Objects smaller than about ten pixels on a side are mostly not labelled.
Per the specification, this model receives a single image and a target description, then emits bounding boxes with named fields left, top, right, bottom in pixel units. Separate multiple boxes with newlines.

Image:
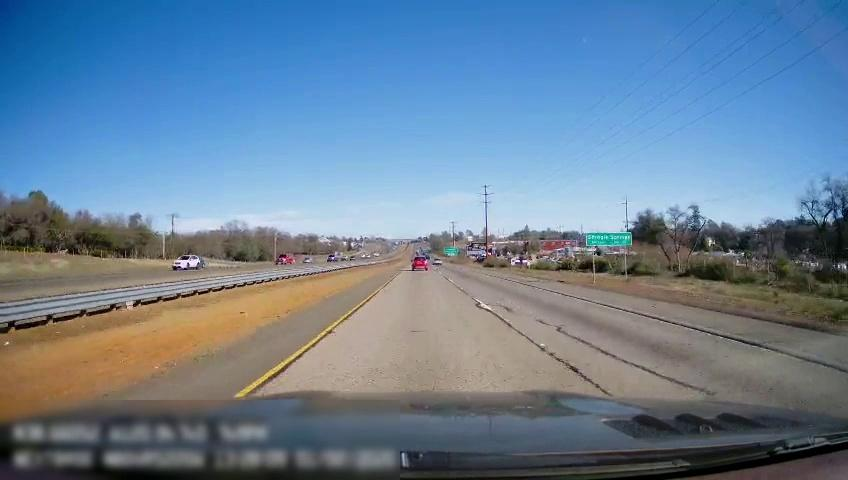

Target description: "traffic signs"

left=584, top=233, right=631, bottom=247
left=444, top=246, right=461, bottom=256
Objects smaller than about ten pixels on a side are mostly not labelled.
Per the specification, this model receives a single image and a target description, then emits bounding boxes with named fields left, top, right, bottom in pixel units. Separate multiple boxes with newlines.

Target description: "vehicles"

left=275, top=254, right=293, bottom=265
left=433, top=257, right=443, bottom=266
left=171, top=255, right=200, bottom=271
left=197, top=256, right=205, bottom=269
left=326, top=254, right=339, bottom=263
left=410, top=255, right=429, bottom=272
